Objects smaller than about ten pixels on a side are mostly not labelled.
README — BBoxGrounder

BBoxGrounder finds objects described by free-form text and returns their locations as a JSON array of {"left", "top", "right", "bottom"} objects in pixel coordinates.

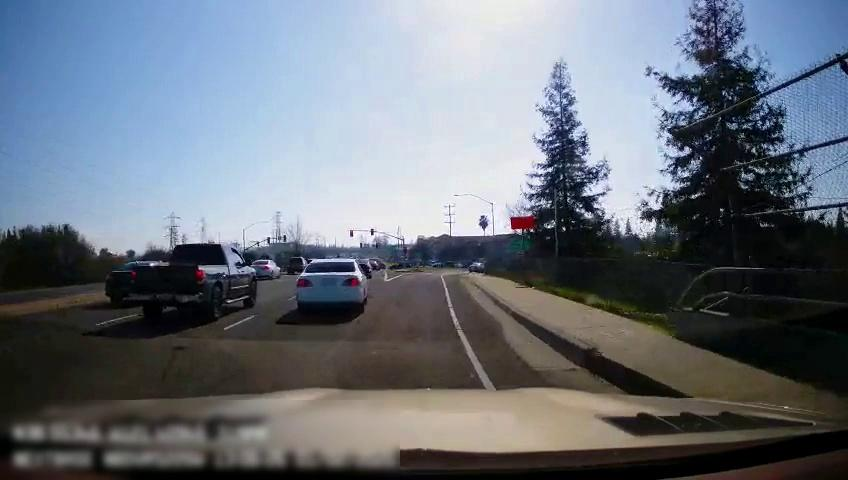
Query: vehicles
[
  {"left": 370, "top": 259, "right": 380, "bottom": 272},
  {"left": 286, "top": 257, "right": 308, "bottom": 276},
  {"left": 295, "top": 258, "right": 368, "bottom": 313},
  {"left": 468, "top": 261, "right": 485, "bottom": 273},
  {"left": 131, "top": 241, "right": 258, "bottom": 322},
  {"left": 250, "top": 259, "right": 281, "bottom": 280},
  {"left": 105, "top": 260, "right": 169, "bottom": 309},
  {"left": 357, "top": 258, "right": 372, "bottom": 280}
]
